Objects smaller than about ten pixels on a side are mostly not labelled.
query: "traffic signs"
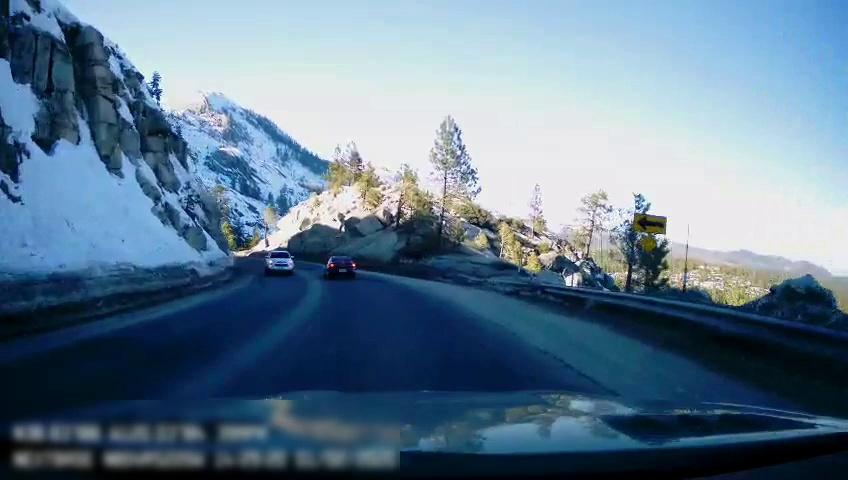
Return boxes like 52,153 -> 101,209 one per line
632,213 -> 668,235
639,238 -> 657,255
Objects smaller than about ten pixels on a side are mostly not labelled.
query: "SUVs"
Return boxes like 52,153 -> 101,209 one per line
263,250 -> 295,274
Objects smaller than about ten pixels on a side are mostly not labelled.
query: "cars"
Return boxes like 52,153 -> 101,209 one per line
323,254 -> 358,279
